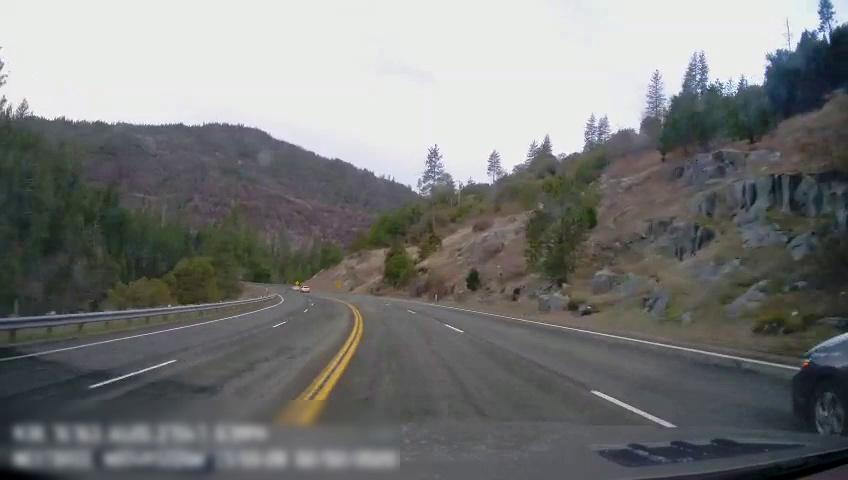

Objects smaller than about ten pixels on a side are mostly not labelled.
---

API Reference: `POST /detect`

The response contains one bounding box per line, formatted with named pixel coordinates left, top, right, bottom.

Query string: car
left=789, top=331, right=848, bottom=435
